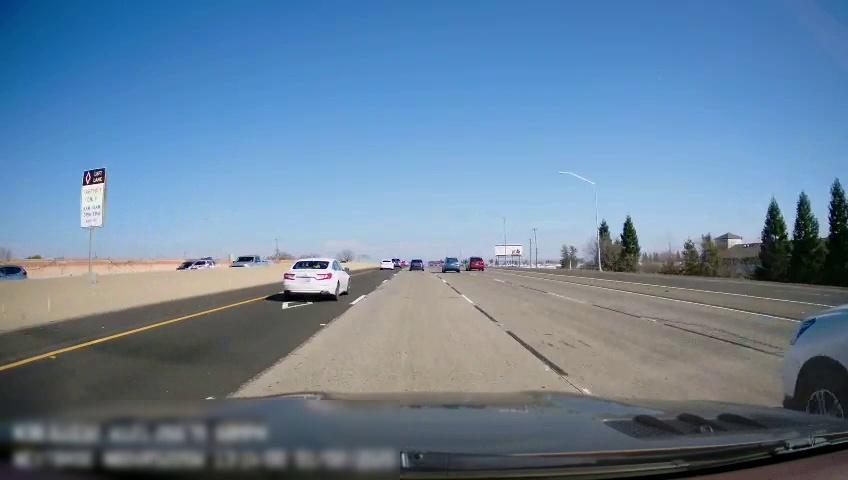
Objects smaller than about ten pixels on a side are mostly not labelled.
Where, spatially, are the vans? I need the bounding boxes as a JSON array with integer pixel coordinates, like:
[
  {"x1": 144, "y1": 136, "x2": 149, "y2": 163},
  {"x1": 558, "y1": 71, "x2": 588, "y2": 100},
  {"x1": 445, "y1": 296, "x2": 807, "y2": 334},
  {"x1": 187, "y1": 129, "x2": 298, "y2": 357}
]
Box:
[{"x1": 464, "y1": 256, "x2": 485, "y2": 272}]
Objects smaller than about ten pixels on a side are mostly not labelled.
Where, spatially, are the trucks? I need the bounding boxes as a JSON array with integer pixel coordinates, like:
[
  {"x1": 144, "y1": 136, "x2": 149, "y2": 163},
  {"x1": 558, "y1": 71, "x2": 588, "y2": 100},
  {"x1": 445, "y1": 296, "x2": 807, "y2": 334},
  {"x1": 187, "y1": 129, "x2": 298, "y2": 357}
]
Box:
[{"x1": 229, "y1": 255, "x2": 271, "y2": 270}]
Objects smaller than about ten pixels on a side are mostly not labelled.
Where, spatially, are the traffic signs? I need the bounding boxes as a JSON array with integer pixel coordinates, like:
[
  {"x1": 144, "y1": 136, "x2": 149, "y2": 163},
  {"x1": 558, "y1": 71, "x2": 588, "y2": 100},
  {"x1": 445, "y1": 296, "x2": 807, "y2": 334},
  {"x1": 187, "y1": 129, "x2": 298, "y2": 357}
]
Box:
[{"x1": 79, "y1": 167, "x2": 106, "y2": 229}]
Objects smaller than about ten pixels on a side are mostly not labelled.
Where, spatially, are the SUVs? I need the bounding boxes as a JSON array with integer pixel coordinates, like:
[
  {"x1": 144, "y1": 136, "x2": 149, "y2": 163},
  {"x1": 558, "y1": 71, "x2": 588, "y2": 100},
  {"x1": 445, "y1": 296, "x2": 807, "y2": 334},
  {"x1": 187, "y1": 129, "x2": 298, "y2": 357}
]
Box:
[
  {"x1": 391, "y1": 258, "x2": 402, "y2": 269},
  {"x1": 782, "y1": 302, "x2": 848, "y2": 421},
  {"x1": 0, "y1": 264, "x2": 29, "y2": 280},
  {"x1": 441, "y1": 257, "x2": 460, "y2": 274}
]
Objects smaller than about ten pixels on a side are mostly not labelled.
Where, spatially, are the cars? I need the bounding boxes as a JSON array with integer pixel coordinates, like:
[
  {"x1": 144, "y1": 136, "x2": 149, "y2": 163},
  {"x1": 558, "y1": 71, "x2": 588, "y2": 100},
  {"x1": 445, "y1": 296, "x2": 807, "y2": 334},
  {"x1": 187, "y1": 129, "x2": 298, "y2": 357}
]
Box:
[
  {"x1": 379, "y1": 259, "x2": 395, "y2": 271},
  {"x1": 409, "y1": 259, "x2": 425, "y2": 272},
  {"x1": 175, "y1": 261, "x2": 198, "y2": 272},
  {"x1": 189, "y1": 258, "x2": 216, "y2": 270},
  {"x1": 281, "y1": 258, "x2": 353, "y2": 302}
]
